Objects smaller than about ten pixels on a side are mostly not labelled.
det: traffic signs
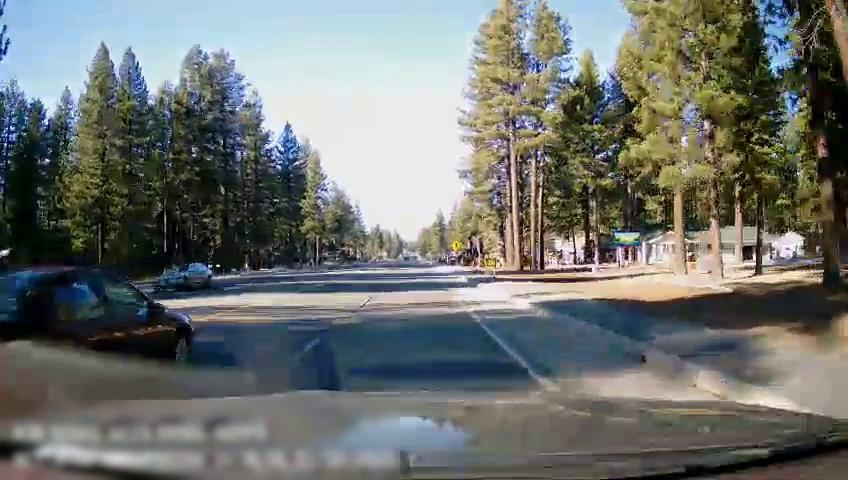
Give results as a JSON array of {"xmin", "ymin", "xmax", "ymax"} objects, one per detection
[{"xmin": 450, "ymin": 240, "xmax": 464, "ymax": 250}]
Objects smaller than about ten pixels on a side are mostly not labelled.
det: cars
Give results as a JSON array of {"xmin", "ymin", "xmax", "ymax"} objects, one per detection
[
  {"xmin": 153, "ymin": 262, "xmax": 210, "ymax": 291},
  {"xmin": 0, "ymin": 267, "xmax": 193, "ymax": 375}
]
